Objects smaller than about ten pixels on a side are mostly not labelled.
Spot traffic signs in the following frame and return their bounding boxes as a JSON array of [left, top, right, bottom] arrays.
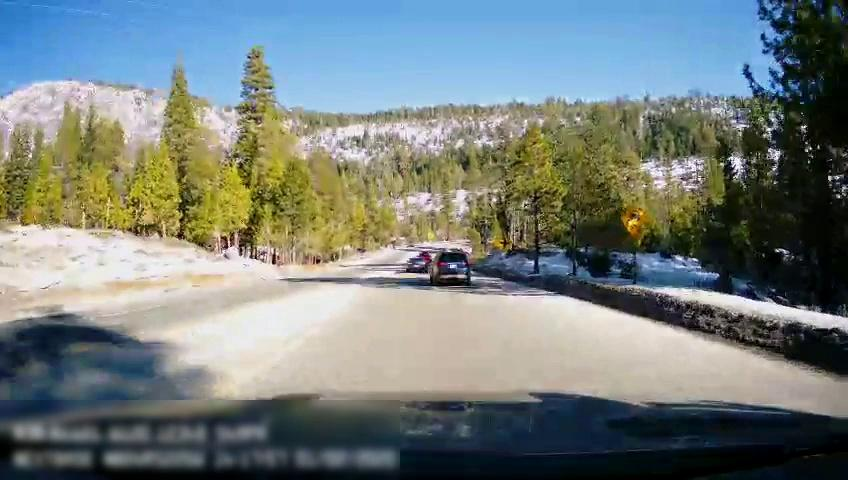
[[618, 204, 656, 246], [494, 235, 514, 253]]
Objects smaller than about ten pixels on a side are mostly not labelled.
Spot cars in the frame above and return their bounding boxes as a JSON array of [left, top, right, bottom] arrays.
[[406, 258, 428, 274]]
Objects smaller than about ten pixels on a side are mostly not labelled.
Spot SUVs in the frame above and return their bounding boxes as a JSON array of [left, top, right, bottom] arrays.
[[428, 246, 472, 286]]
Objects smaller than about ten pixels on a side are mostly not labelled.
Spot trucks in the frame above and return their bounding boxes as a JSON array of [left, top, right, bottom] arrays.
[[416, 250, 433, 262]]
